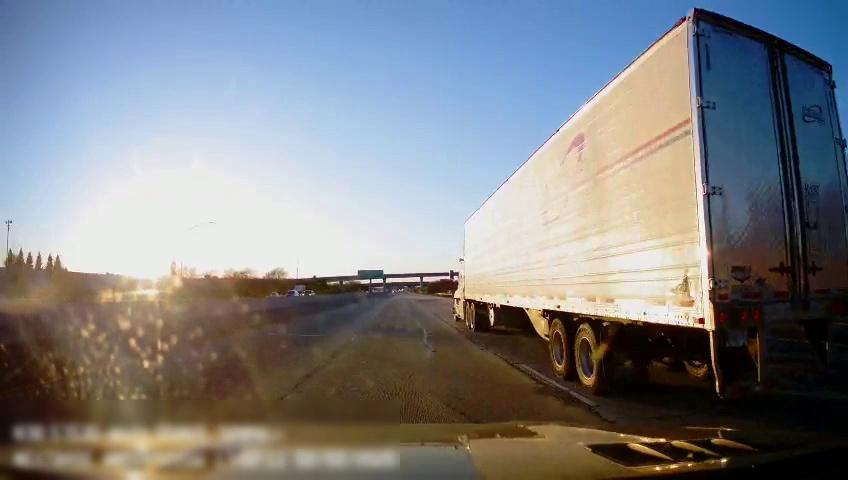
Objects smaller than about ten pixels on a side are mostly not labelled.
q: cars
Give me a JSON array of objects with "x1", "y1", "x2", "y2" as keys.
[{"x1": 266, "y1": 292, "x2": 281, "y2": 299}]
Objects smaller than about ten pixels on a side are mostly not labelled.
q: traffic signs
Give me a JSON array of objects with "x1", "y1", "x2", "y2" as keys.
[{"x1": 358, "y1": 269, "x2": 384, "y2": 279}]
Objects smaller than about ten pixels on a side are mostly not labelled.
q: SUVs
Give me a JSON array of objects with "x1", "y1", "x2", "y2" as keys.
[{"x1": 301, "y1": 290, "x2": 315, "y2": 298}]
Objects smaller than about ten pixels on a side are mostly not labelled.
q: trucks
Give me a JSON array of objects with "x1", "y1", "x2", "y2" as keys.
[
  {"x1": 284, "y1": 290, "x2": 300, "y2": 298},
  {"x1": 449, "y1": 5, "x2": 848, "y2": 403}
]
